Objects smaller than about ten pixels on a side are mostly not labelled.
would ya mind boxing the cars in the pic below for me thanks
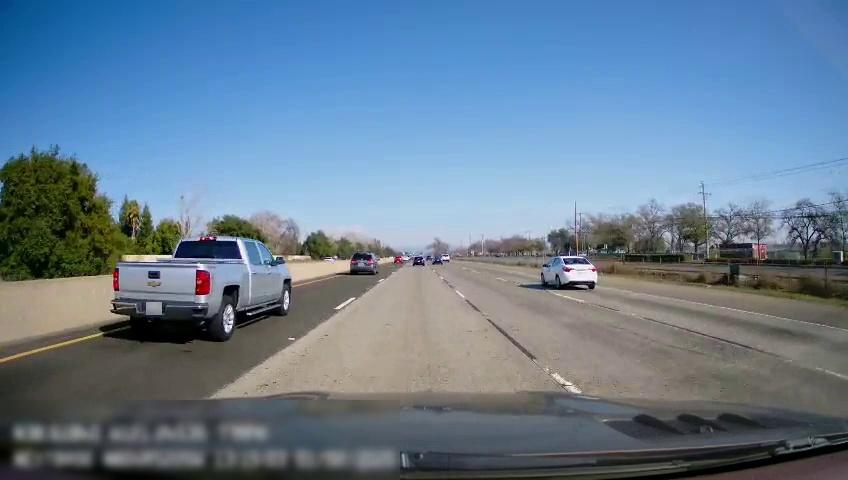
[412,256,425,268]
[540,255,597,289]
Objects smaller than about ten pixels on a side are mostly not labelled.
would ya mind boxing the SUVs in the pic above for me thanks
[349,251,381,276]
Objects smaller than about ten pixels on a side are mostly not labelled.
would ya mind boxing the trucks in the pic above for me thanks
[111,235,293,343]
